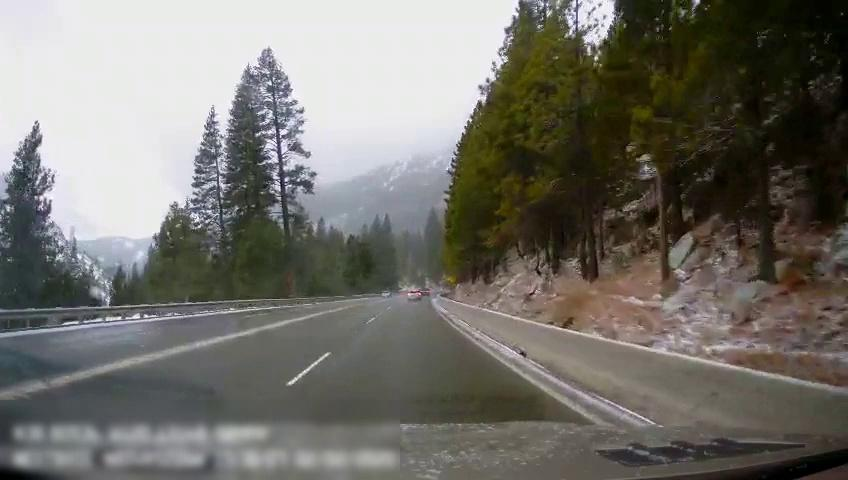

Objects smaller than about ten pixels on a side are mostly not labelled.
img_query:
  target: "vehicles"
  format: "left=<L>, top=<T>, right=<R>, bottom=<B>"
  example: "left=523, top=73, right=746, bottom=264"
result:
left=418, top=287, right=431, bottom=297
left=380, top=290, right=392, bottom=299
left=406, top=288, right=422, bottom=301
